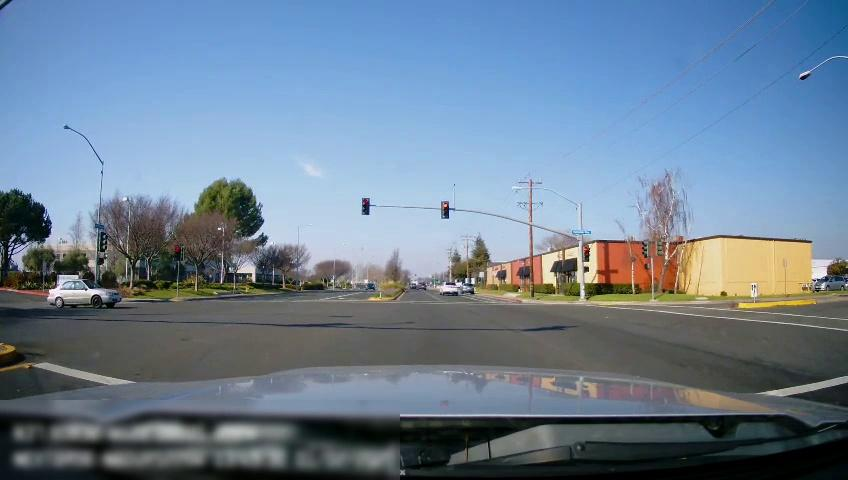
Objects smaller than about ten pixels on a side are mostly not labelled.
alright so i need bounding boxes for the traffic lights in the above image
[440,200,451,220]
[640,238,650,259]
[582,243,591,262]
[98,230,109,253]
[360,196,371,216]
[172,244,182,262]
[656,239,664,257]
[180,247,186,261]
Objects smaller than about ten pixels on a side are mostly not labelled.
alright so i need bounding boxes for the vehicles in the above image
[365,282,376,290]
[438,280,459,297]
[460,282,475,295]
[46,278,122,310]
[415,281,427,291]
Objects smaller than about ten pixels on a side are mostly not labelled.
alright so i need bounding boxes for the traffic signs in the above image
[94,222,106,231]
[571,229,593,236]
[749,282,759,298]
